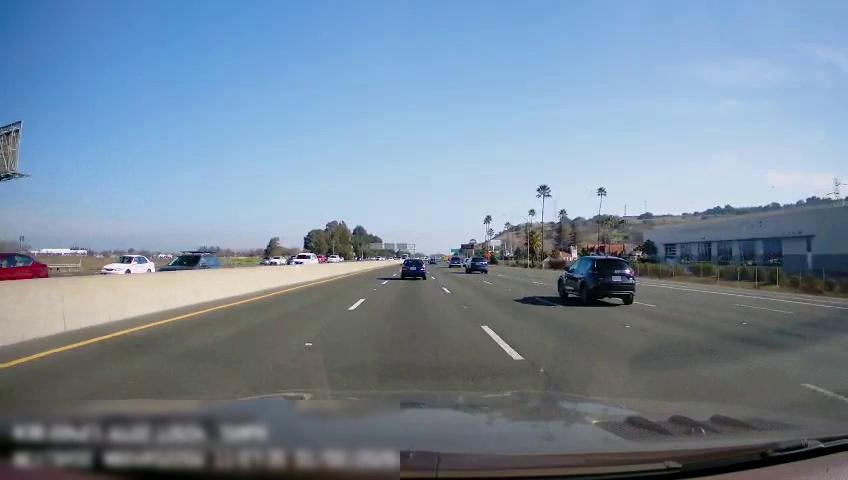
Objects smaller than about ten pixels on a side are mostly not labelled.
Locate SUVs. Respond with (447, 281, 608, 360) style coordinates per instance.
(289, 252, 319, 266)
(557, 255, 636, 305)
(465, 256, 489, 275)
(326, 254, 345, 264)
(399, 259, 427, 281)
(157, 250, 222, 272)
(448, 256, 462, 269)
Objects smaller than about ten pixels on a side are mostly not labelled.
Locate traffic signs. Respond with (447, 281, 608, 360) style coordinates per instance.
(396, 243, 408, 251)
(450, 248, 461, 253)
(384, 242, 395, 253)
(370, 242, 383, 251)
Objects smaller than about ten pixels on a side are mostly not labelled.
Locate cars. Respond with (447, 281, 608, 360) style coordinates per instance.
(268, 255, 287, 266)
(98, 254, 156, 276)
(316, 254, 327, 264)
(0, 252, 50, 282)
